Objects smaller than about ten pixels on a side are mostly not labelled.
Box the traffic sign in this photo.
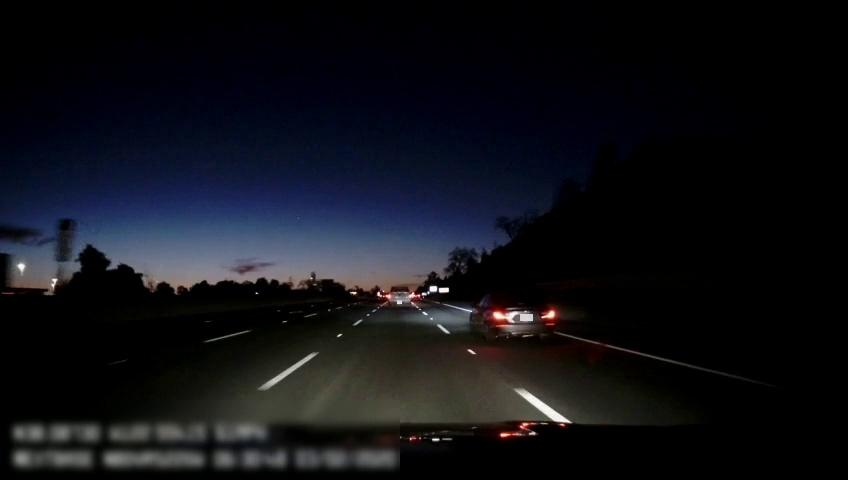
[438,287,450,294]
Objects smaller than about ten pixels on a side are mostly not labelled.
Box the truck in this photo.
[385,284,416,310]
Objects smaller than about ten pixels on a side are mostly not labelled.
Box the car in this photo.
[468,286,558,343]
